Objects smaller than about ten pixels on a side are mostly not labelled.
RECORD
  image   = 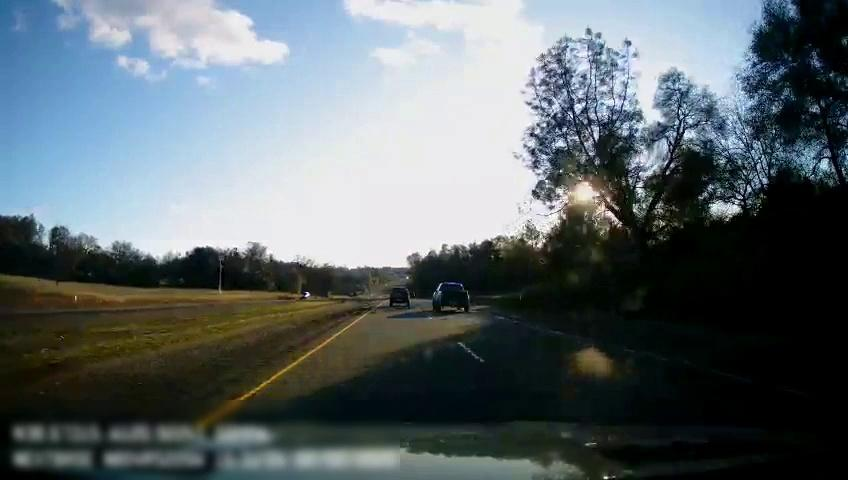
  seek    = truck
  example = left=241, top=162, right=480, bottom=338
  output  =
left=432, top=282, right=469, bottom=313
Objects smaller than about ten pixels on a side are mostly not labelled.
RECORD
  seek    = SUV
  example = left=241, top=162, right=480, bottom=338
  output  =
left=389, top=288, right=409, bottom=306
